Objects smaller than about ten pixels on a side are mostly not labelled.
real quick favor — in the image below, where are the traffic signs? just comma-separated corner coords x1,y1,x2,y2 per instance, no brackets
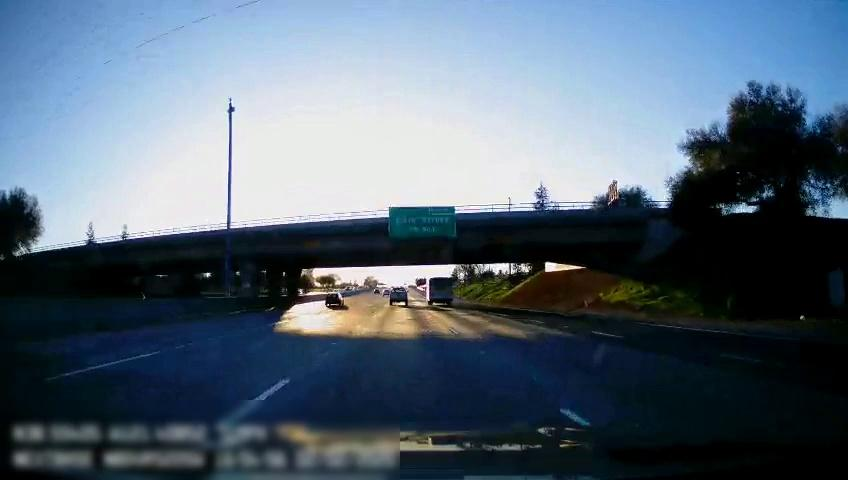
388,205,456,241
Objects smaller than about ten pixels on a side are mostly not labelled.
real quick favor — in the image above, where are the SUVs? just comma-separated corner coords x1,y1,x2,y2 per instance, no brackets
381,288,391,297
325,291,346,308
388,287,408,307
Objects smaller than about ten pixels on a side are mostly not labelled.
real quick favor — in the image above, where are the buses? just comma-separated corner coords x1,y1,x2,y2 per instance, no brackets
425,275,454,307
